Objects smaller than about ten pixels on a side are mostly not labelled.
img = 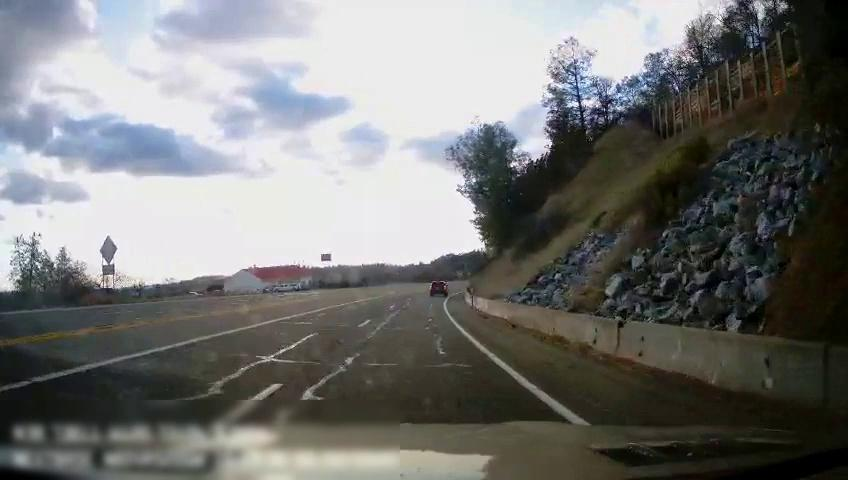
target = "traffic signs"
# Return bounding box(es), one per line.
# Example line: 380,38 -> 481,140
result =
99,234 -> 118,263
102,265 -> 116,275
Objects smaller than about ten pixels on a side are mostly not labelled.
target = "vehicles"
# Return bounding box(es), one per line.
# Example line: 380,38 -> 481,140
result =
289,284 -> 300,293
273,284 -> 295,294
430,280 -> 448,297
